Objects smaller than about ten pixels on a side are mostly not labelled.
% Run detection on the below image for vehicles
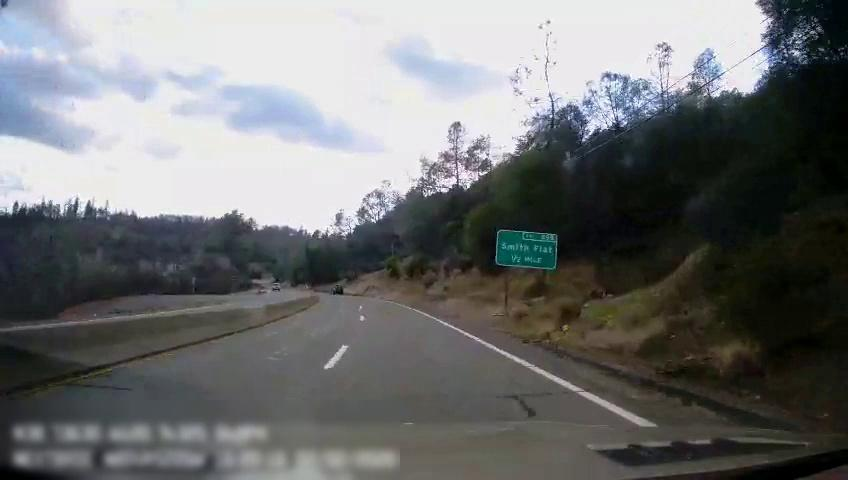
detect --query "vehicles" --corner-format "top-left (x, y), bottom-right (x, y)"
top-left (331, 284), bottom-right (344, 296)
top-left (271, 282), bottom-right (281, 292)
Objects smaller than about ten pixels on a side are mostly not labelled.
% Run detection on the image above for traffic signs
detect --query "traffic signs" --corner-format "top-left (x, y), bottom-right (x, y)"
top-left (495, 229), bottom-right (559, 270)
